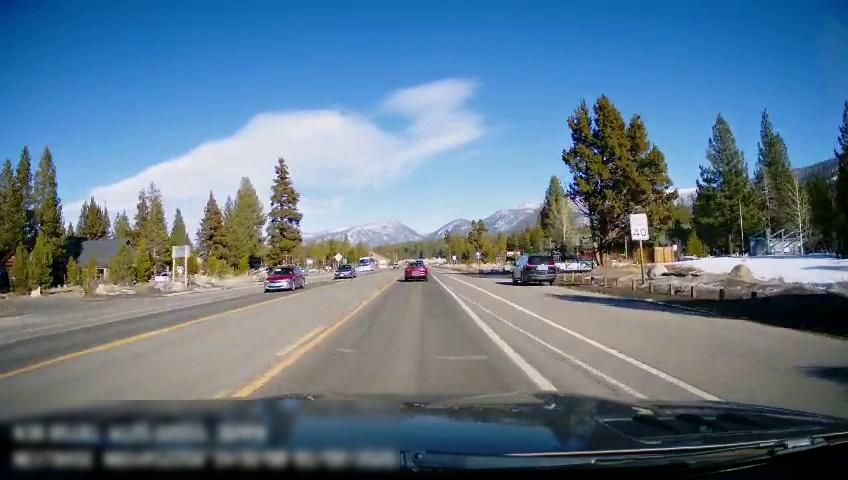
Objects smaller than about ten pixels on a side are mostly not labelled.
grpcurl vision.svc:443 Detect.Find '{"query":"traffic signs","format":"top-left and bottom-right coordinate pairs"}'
top-left (629, 213), bottom-right (649, 240)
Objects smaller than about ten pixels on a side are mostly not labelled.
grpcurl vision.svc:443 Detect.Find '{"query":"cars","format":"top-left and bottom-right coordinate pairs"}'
top-left (403, 261), bottom-right (429, 283)
top-left (334, 264), bottom-right (358, 279)
top-left (264, 266), bottom-right (306, 292)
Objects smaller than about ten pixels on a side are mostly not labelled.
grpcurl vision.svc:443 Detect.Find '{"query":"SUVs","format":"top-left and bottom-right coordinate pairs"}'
top-left (511, 255), bottom-right (557, 287)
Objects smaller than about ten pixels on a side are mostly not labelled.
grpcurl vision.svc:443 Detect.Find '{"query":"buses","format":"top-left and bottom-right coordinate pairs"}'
top-left (358, 256), bottom-right (377, 272)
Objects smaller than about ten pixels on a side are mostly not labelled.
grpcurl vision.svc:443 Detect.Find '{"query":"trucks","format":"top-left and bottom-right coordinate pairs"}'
top-left (154, 271), bottom-right (178, 282)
